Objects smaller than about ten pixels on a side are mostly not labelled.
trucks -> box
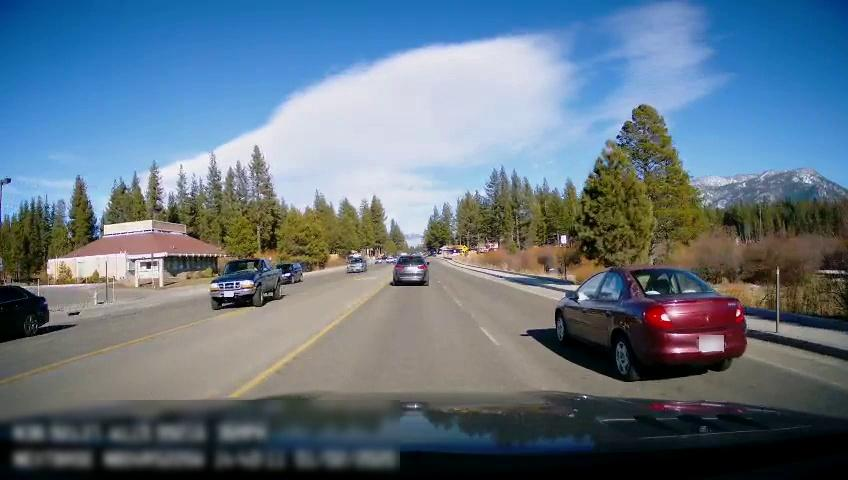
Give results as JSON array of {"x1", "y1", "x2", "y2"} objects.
[{"x1": 208, "y1": 257, "x2": 284, "y2": 310}]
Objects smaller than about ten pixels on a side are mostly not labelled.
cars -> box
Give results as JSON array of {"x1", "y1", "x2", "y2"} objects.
[
  {"x1": 0, "y1": 285, "x2": 49, "y2": 335},
  {"x1": 552, "y1": 266, "x2": 748, "y2": 378},
  {"x1": 347, "y1": 257, "x2": 366, "y2": 273},
  {"x1": 273, "y1": 262, "x2": 305, "y2": 284}
]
